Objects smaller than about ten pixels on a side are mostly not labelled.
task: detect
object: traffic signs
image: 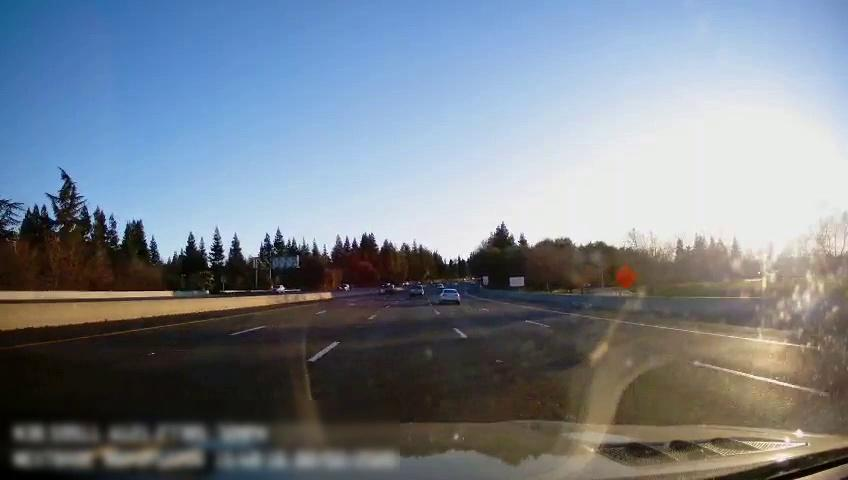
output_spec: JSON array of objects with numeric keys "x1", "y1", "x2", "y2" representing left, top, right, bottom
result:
[
  {"x1": 509, "y1": 276, "x2": 525, "y2": 287},
  {"x1": 614, "y1": 263, "x2": 640, "y2": 289}
]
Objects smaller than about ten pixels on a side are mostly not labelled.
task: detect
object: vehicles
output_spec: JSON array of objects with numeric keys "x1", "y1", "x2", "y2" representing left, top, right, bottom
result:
[
  {"x1": 383, "y1": 284, "x2": 396, "y2": 295},
  {"x1": 439, "y1": 288, "x2": 460, "y2": 305},
  {"x1": 411, "y1": 284, "x2": 424, "y2": 296},
  {"x1": 271, "y1": 284, "x2": 286, "y2": 294},
  {"x1": 338, "y1": 283, "x2": 351, "y2": 292}
]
